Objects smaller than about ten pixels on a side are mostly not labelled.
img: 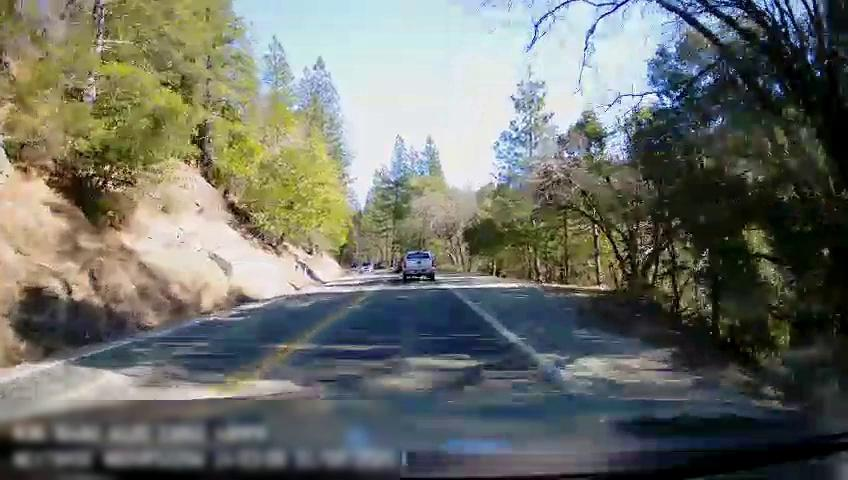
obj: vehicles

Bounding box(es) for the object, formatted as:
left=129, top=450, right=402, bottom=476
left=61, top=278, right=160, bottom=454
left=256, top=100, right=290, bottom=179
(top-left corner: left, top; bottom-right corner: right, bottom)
left=400, top=250, right=436, bottom=281
left=373, top=261, right=386, bottom=270
left=359, top=263, right=374, bottom=273
left=395, top=258, right=407, bottom=273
